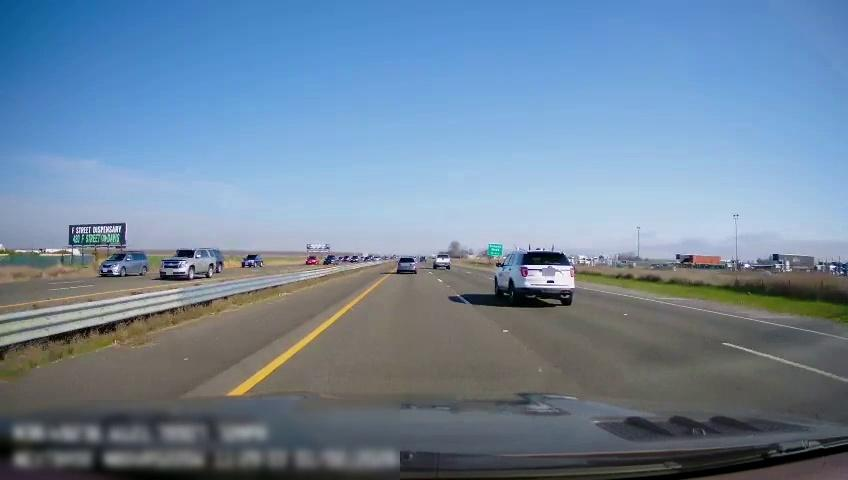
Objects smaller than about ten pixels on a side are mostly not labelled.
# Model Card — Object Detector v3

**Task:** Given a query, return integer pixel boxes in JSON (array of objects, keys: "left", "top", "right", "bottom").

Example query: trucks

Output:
[{"left": 432, "top": 254, "right": 451, "bottom": 270}]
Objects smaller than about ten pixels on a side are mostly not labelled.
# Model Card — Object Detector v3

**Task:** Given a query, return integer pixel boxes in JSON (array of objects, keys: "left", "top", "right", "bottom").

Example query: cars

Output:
[{"left": 305, "top": 255, "right": 321, "bottom": 266}]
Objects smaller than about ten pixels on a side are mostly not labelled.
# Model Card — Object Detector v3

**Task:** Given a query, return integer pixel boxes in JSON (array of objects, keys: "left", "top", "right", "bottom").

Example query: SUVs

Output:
[
  {"left": 494, "top": 250, "right": 576, "bottom": 306},
  {"left": 396, "top": 256, "right": 417, "bottom": 275},
  {"left": 241, "top": 254, "right": 264, "bottom": 268},
  {"left": 323, "top": 255, "right": 339, "bottom": 266},
  {"left": 159, "top": 248, "right": 217, "bottom": 281},
  {"left": 212, "top": 248, "right": 226, "bottom": 274}
]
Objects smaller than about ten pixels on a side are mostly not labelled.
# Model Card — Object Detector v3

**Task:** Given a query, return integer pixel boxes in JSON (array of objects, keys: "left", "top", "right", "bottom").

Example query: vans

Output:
[{"left": 98, "top": 251, "right": 150, "bottom": 278}]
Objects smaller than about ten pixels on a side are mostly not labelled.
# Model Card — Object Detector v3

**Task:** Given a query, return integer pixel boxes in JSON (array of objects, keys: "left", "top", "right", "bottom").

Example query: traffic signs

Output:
[{"left": 488, "top": 243, "right": 502, "bottom": 257}]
